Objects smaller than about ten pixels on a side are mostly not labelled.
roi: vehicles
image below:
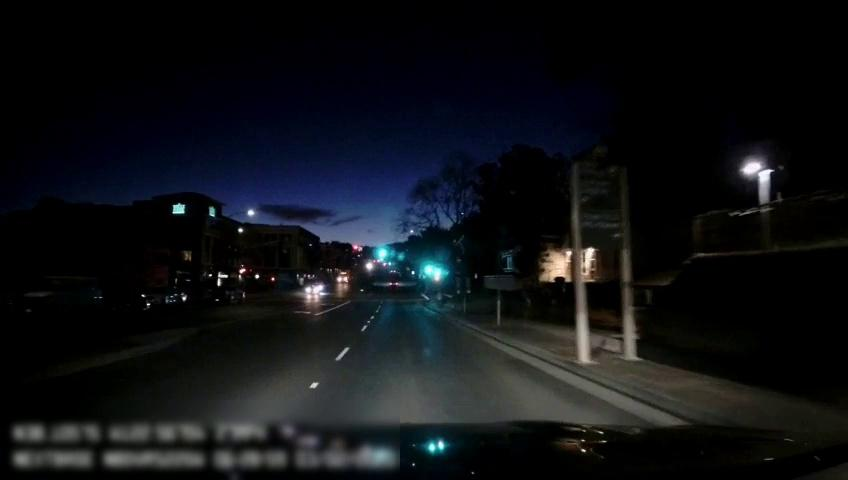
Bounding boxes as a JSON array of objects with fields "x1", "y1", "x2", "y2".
[
  {"x1": 208, "y1": 284, "x2": 246, "y2": 306},
  {"x1": 306, "y1": 283, "x2": 323, "y2": 294},
  {"x1": 17, "y1": 276, "x2": 103, "y2": 324},
  {"x1": 166, "y1": 286, "x2": 210, "y2": 308},
  {"x1": 105, "y1": 288, "x2": 151, "y2": 316},
  {"x1": 337, "y1": 272, "x2": 349, "y2": 283}
]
